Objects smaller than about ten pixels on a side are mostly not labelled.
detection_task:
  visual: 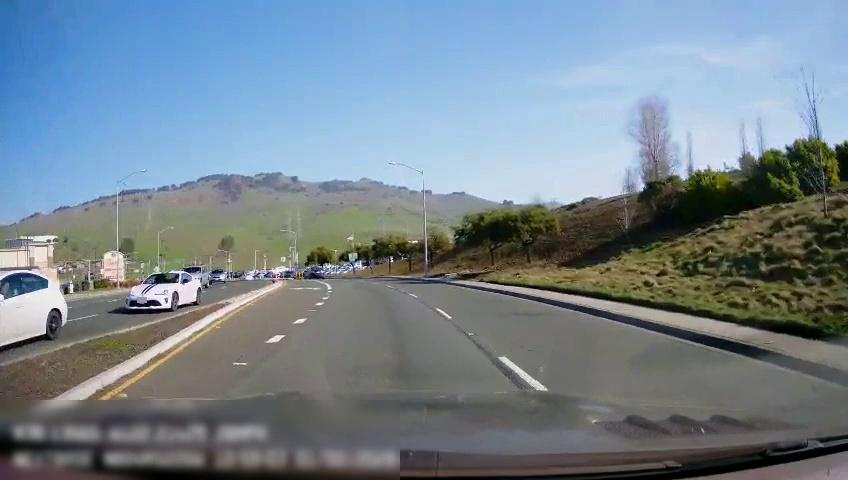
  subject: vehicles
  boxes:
[182,265,211,289]
[208,269,228,285]
[126,271,204,313]
[302,267,324,280]
[0,268,69,348]
[238,273,255,282]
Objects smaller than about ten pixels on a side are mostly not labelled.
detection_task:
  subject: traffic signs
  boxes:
[347,251,359,260]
